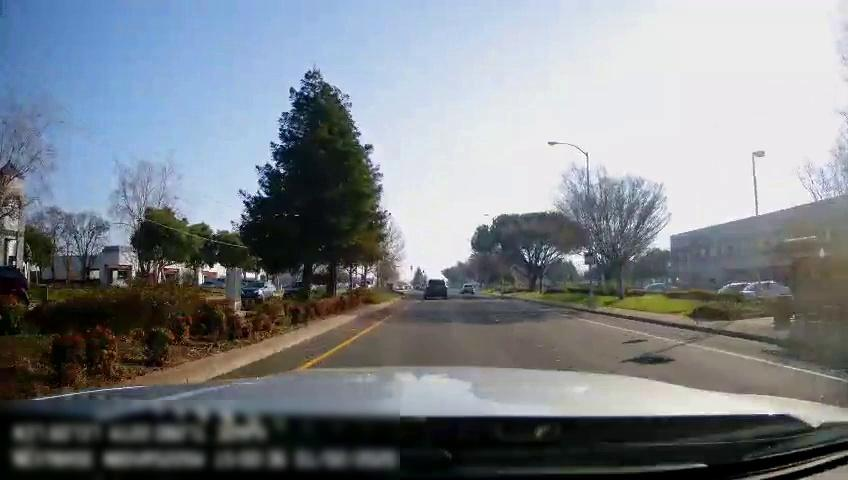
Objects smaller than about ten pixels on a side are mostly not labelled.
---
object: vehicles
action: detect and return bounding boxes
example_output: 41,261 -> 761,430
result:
239,279 -> 277,304
283,281 -> 306,301
0,265 -> 32,306
460,283 -> 475,296
424,279 -> 448,300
